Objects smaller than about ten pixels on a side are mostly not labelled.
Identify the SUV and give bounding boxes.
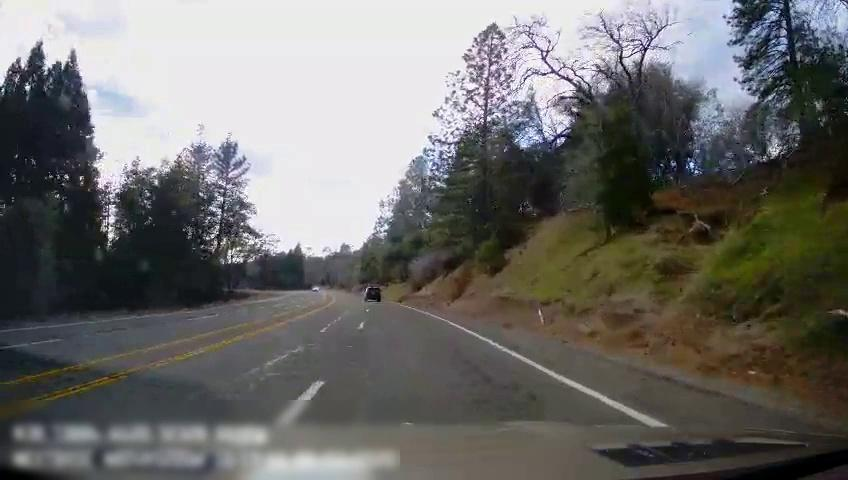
[364,287,382,303]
